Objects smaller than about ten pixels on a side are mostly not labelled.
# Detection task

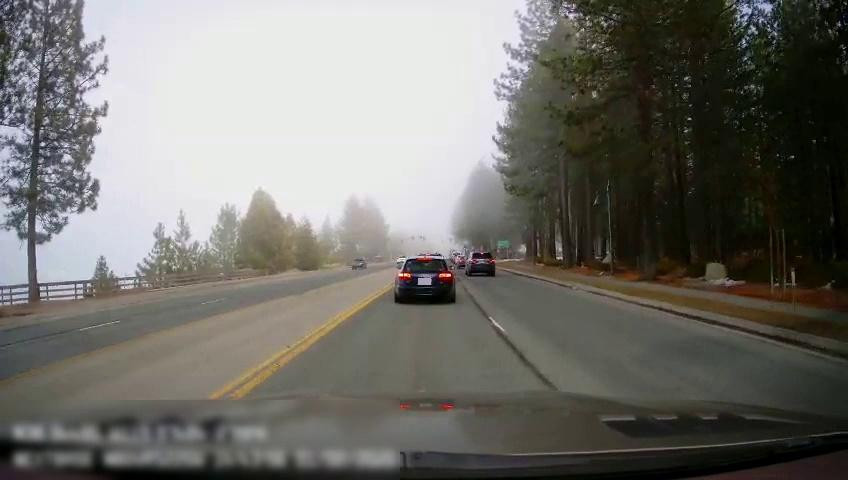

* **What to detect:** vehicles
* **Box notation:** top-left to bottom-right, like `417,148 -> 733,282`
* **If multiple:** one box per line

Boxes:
349,257 -> 368,272
393,257 -> 407,269
456,257 -> 469,268
466,253 -> 496,277
393,257 -> 456,304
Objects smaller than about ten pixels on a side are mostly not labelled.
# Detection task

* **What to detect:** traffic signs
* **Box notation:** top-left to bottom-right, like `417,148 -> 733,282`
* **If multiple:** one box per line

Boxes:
497,239 -> 513,249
